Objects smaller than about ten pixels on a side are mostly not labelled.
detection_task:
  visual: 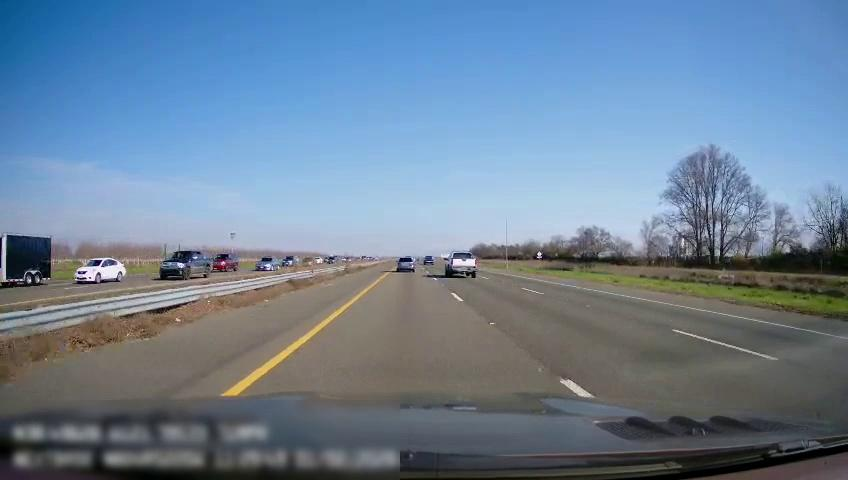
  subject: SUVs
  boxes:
[396,256,416,272]
[281,256,298,267]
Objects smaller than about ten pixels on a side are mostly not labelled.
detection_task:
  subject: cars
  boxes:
[74,257,127,285]
[212,253,240,272]
[255,256,281,272]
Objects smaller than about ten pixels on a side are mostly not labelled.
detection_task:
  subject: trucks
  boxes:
[442,251,478,278]
[159,249,214,280]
